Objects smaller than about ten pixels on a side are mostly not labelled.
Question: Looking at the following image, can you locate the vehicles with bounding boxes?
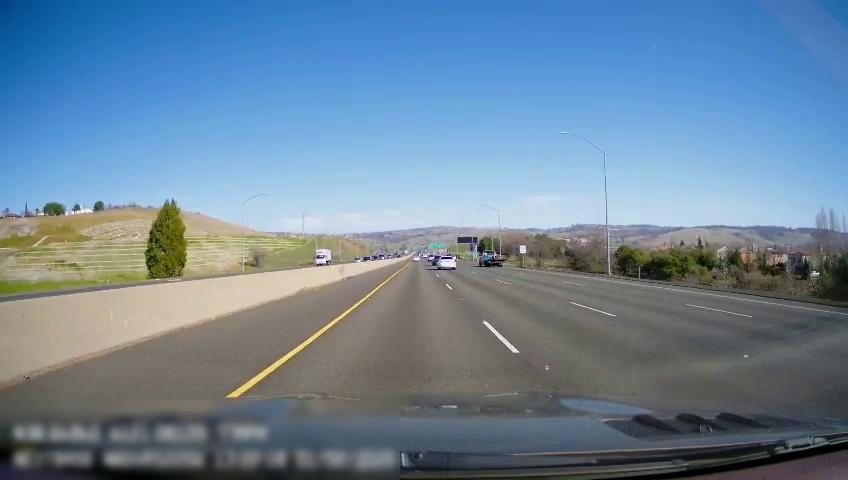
[436,255,456,270]
[478,254,506,268]
[314,249,331,265]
